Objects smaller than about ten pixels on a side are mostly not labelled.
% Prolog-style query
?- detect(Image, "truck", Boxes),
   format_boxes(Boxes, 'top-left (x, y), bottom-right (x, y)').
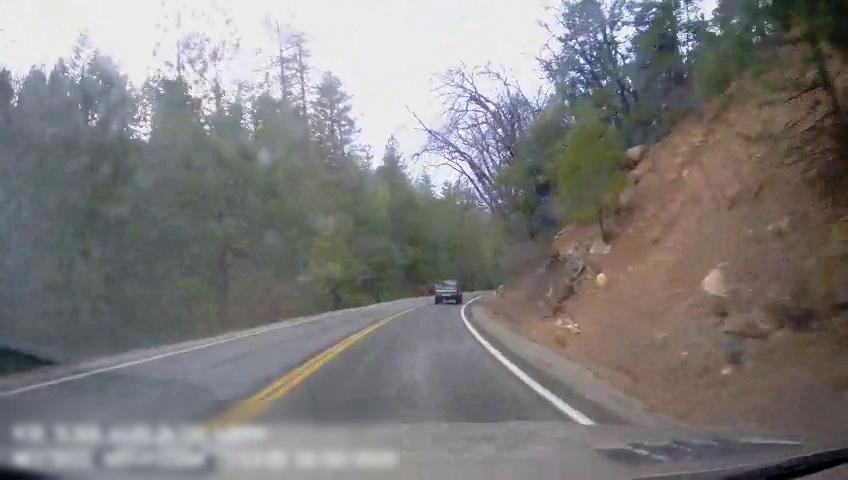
top-left (435, 279), bottom-right (463, 305)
